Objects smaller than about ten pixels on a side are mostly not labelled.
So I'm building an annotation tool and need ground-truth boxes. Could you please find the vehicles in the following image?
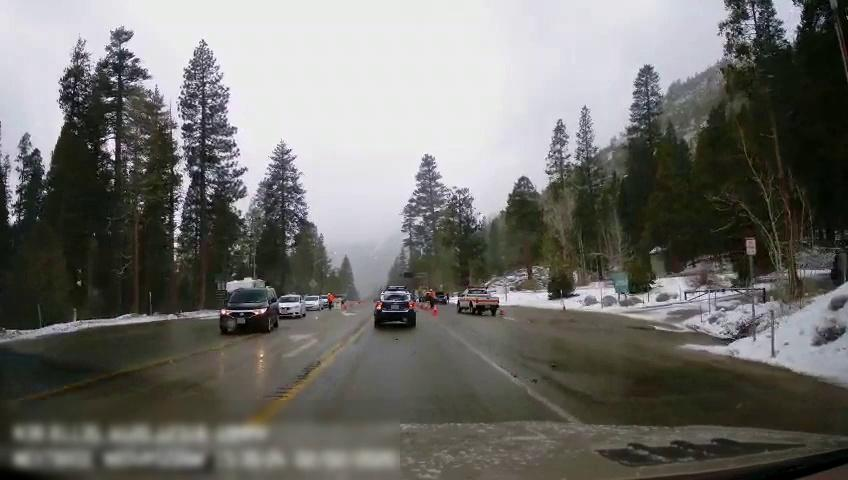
[333,294,347,305]
[456,287,500,316]
[303,295,325,312]
[318,294,331,308]
[431,291,448,305]
[218,286,280,334]
[420,291,435,303]
[372,285,417,329]
[275,294,307,319]
[226,276,266,293]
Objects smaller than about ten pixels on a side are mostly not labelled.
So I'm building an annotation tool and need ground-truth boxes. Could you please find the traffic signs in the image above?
[745,238,757,256]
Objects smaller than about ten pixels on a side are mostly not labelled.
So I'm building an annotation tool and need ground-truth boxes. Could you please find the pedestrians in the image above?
[428,287,435,309]
[445,290,450,304]
[326,292,334,311]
